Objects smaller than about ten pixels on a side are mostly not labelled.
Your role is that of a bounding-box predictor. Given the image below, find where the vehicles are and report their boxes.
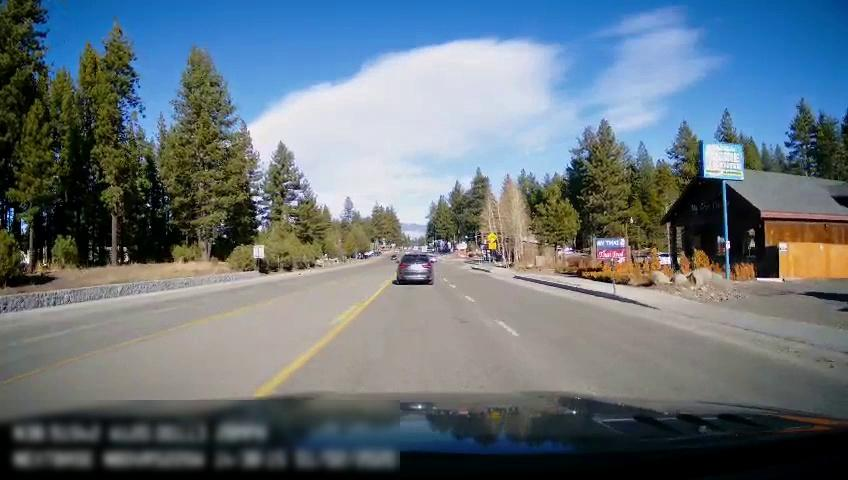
[655,253,676,268]
[396,252,434,284]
